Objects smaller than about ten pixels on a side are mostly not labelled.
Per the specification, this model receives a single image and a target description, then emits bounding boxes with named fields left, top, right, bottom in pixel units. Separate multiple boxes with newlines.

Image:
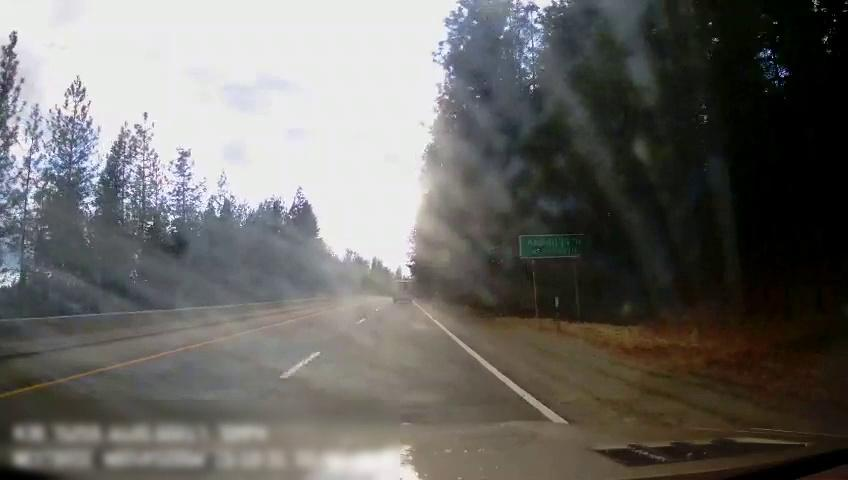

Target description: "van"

left=391, top=280, right=414, bottom=303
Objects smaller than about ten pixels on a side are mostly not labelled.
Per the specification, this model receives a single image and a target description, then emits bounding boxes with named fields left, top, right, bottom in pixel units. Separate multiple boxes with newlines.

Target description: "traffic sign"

left=518, top=234, right=585, bottom=258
